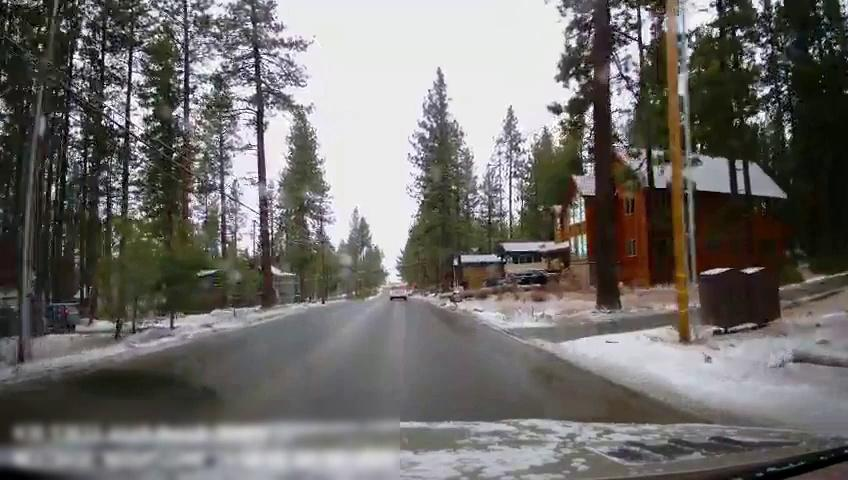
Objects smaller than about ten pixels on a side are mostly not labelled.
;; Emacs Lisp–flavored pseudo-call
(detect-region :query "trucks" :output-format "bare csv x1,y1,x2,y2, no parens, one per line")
388,285,407,301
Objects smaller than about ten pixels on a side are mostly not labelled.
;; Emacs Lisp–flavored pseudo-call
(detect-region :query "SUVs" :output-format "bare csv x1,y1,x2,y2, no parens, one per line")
520,271,551,285
43,303,80,335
